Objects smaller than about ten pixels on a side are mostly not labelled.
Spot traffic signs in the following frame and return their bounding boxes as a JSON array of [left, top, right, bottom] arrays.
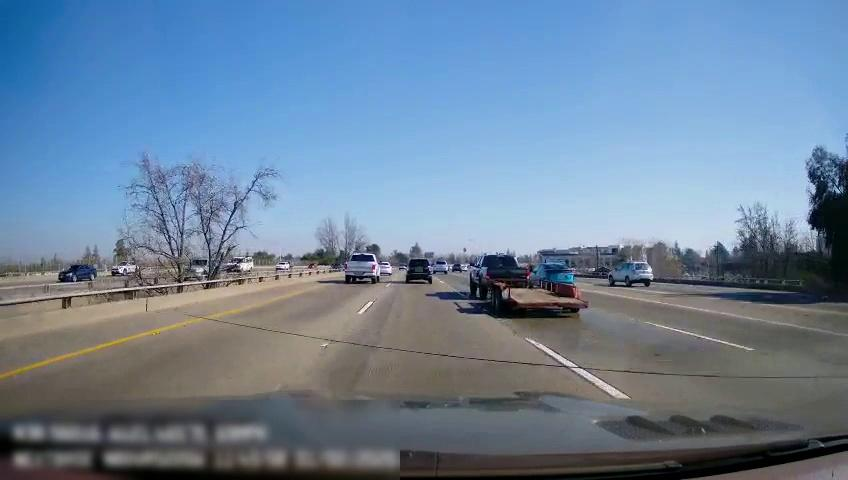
[[424, 251, 435, 258]]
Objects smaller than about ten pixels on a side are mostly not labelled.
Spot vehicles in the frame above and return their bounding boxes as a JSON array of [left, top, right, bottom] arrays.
[[530, 262, 575, 292], [223, 255, 255, 274], [275, 261, 292, 272], [607, 260, 655, 288], [111, 260, 141, 277], [58, 263, 98, 283], [377, 261, 393, 275], [469, 254, 532, 300], [182, 258, 219, 282], [451, 263, 463, 273], [404, 258, 433, 284], [488, 277, 590, 315], [342, 252, 381, 285], [430, 260, 449, 275]]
